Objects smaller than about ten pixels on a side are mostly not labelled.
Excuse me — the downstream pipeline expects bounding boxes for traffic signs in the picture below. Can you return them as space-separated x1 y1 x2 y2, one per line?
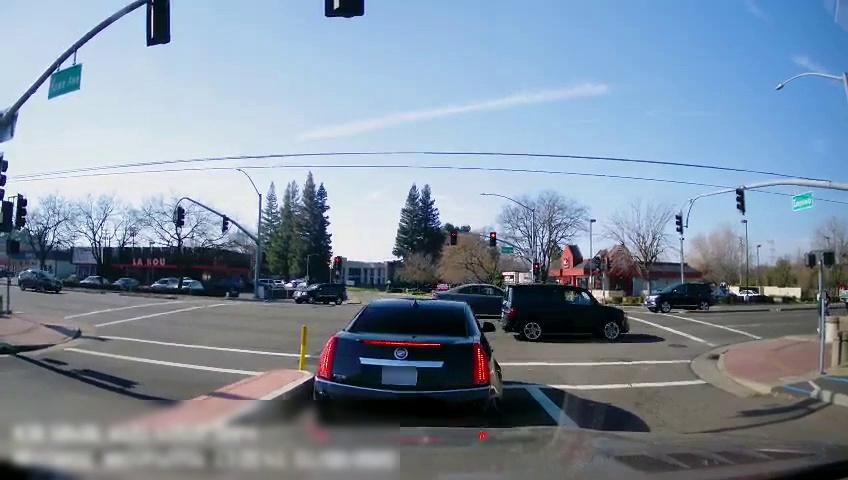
48 64 82 99
501 246 513 253
792 191 816 211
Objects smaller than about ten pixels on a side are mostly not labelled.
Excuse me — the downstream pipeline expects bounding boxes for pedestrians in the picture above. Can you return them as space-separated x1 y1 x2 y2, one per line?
819 287 831 336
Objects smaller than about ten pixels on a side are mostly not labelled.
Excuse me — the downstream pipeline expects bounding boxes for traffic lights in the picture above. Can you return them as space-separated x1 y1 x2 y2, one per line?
606 258 612 272
822 251 835 266
450 231 457 246
145 0 171 48
534 261 541 274
333 256 341 270
222 215 229 232
0 201 13 232
735 187 746 215
176 205 185 226
324 0 365 18
595 260 602 274
806 253 821 268
675 214 684 235
14 192 29 230
0 154 9 200
489 232 497 247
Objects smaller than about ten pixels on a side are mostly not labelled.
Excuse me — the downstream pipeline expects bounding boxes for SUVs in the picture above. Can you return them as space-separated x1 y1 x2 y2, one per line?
294 283 345 305
644 284 713 313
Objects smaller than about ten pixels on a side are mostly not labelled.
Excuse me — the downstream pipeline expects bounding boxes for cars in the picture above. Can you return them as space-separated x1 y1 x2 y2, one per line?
501 284 629 342
151 277 183 291
79 276 109 286
432 283 505 315
17 269 63 293
112 278 137 288
175 280 203 291
315 296 503 427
